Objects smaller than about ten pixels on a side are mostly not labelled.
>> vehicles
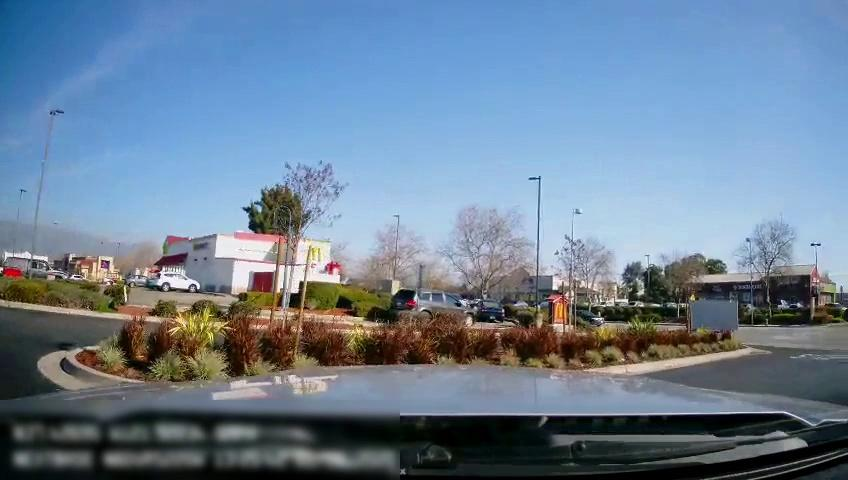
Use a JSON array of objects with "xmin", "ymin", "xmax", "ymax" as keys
[
  {"xmin": 571, "ymin": 310, "xmax": 605, "ymax": 327},
  {"xmin": 390, "ymin": 289, "xmax": 475, "ymax": 328},
  {"xmin": 124, "ymin": 274, "xmax": 151, "ymax": 288},
  {"xmin": 2, "ymin": 258, "xmax": 71, "ymax": 282},
  {"xmin": 472, "ymin": 302, "xmax": 505, "ymax": 323},
  {"xmin": 153, "ymin": 272, "xmax": 201, "ymax": 294},
  {"xmin": 145, "ymin": 278, "xmax": 156, "ymax": 290}
]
